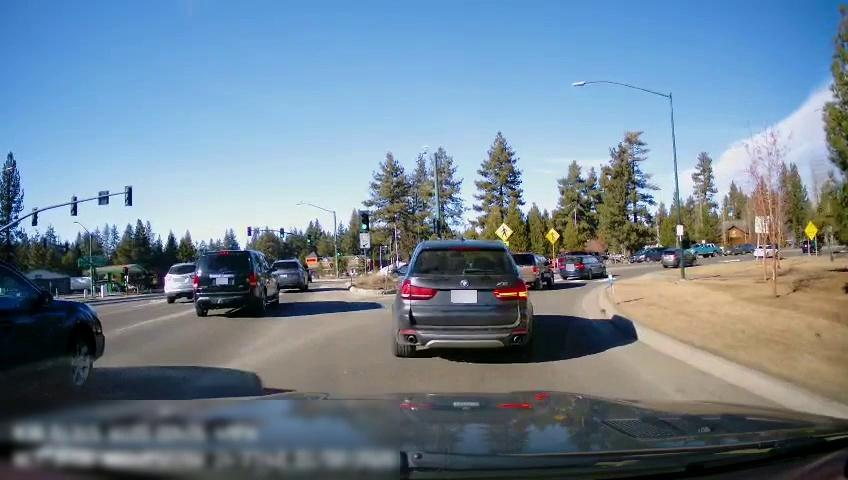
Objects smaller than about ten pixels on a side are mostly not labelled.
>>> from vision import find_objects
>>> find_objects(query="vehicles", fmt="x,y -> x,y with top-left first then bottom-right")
560,253 -> 609,281
510,251 -> 555,291
393,240 -> 531,363
686,243 -> 718,257
754,243 -> 786,259
632,246 -> 667,262
302,263 -> 314,281
268,259 -> 309,293
0,261 -> 104,371
663,248 -> 698,269
801,240 -> 826,256
192,250 -> 280,319
164,262 -> 196,305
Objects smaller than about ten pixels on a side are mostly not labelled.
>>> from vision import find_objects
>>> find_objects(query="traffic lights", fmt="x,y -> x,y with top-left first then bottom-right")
70,194 -> 79,217
122,184 -> 134,207
361,212 -> 371,232
30,208 -> 38,228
